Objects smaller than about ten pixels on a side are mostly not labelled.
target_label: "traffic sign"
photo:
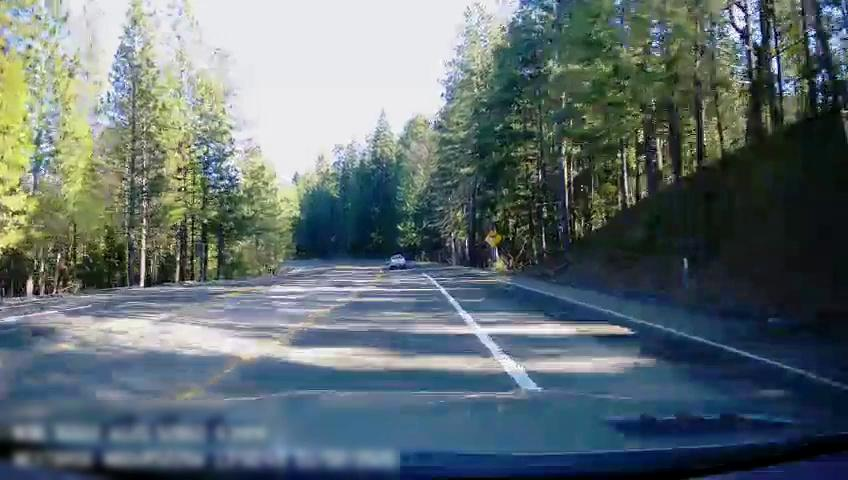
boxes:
[484,227,502,249]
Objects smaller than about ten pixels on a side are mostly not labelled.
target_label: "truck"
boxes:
[388,254,406,271]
